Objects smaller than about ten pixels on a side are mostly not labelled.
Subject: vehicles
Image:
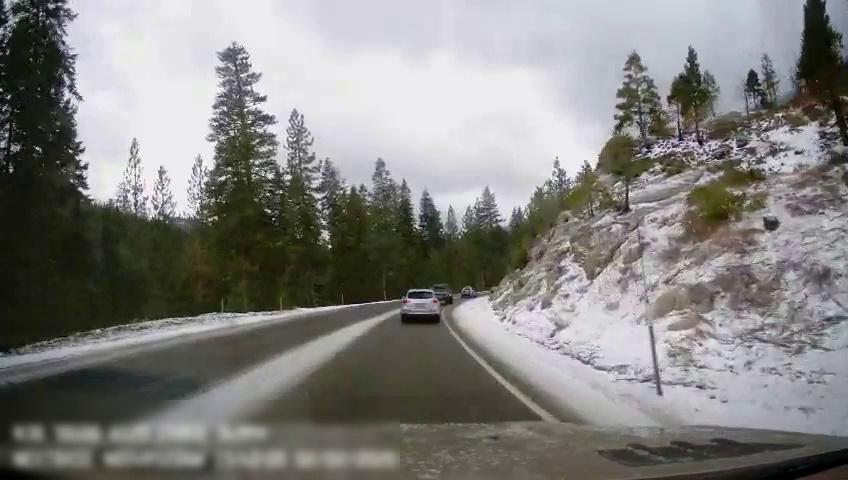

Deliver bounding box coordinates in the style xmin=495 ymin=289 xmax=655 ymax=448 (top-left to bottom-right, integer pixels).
xmin=461 ymin=287 xmax=476 ymax=298
xmin=401 ymin=289 xmax=440 ymax=323
xmin=431 ymin=284 xmax=453 ymax=304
